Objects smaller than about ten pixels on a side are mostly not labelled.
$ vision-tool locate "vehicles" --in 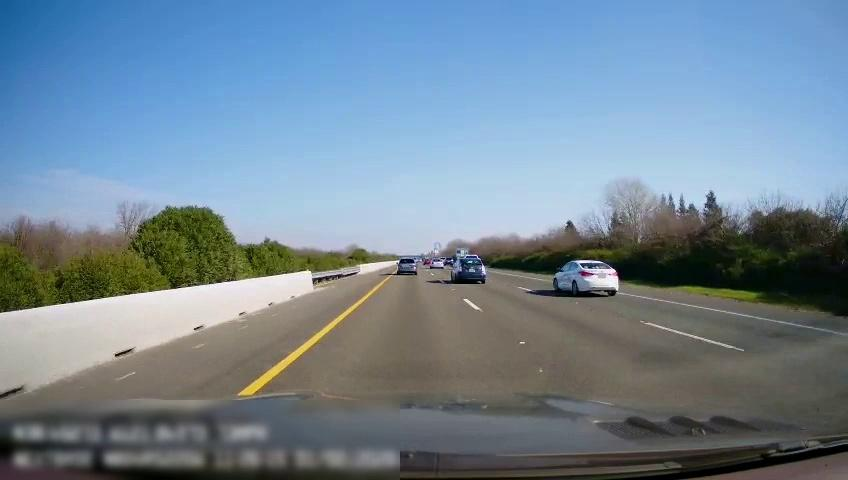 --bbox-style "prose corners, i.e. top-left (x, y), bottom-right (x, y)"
top-left (429, 257), bottom-right (444, 269)
top-left (395, 257), bottom-right (418, 276)
top-left (449, 257), bottom-right (487, 285)
top-left (552, 260), bottom-right (620, 298)
top-left (464, 254), bottom-right (480, 259)
top-left (442, 256), bottom-right (454, 266)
